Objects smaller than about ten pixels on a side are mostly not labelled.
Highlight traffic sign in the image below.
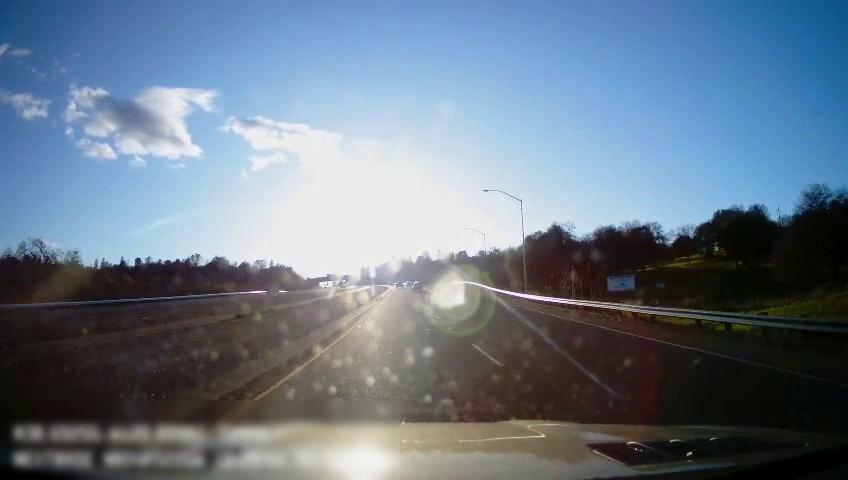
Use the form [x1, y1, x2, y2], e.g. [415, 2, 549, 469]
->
[606, 275, 636, 292]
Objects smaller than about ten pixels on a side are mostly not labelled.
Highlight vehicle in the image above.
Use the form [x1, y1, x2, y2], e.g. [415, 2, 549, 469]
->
[412, 281, 424, 292]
